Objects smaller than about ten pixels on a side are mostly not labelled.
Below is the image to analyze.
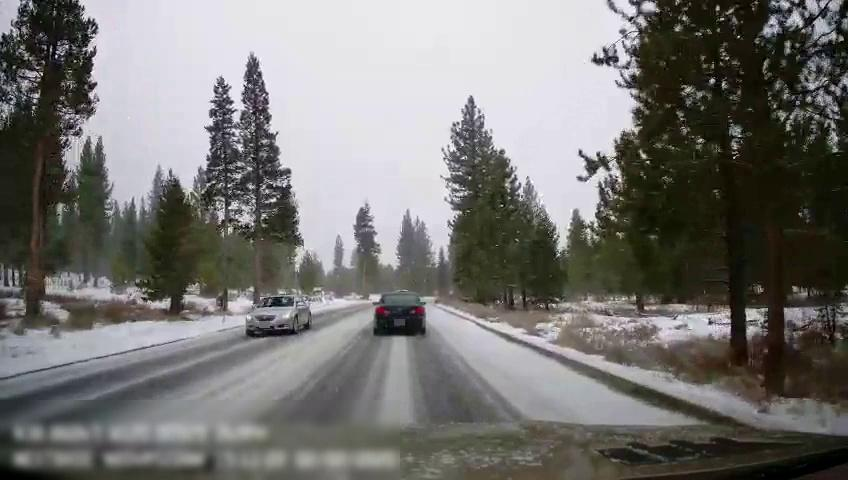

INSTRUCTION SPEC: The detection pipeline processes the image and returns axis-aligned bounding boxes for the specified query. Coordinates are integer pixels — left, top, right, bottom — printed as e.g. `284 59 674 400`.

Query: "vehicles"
372 292 427 335
395 290 409 293
246 295 311 336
